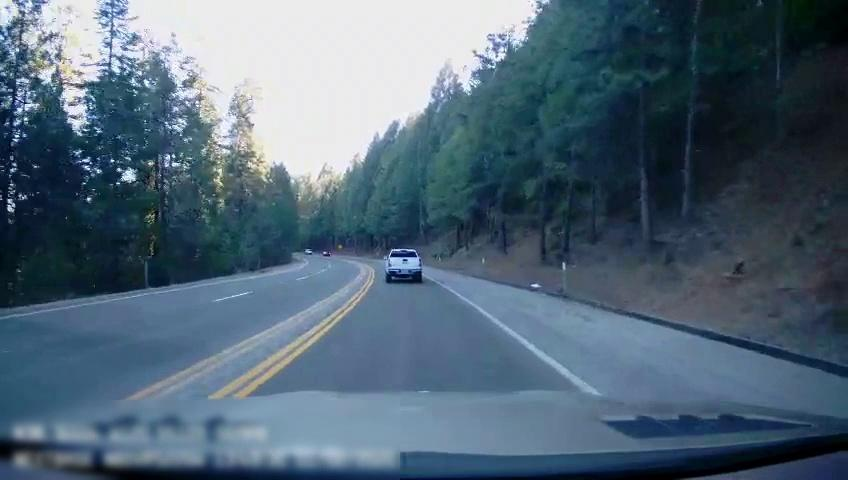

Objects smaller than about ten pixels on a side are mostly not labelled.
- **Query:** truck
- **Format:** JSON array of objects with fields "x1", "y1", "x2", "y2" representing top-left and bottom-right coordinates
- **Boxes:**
[{"x1": 384, "y1": 247, "x2": 423, "y2": 284}]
